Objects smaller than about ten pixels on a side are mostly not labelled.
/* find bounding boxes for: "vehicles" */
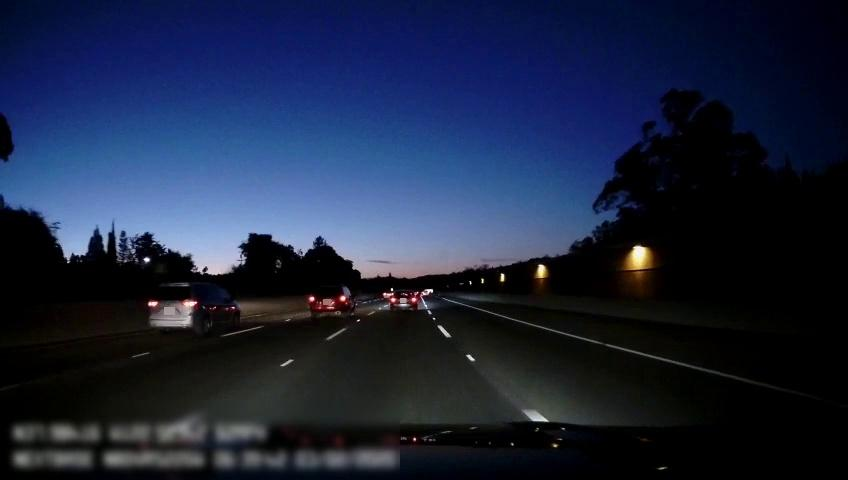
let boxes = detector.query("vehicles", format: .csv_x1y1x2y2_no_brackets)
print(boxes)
309,284,356,322
383,290,396,300
390,290,418,312
148,281,242,337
